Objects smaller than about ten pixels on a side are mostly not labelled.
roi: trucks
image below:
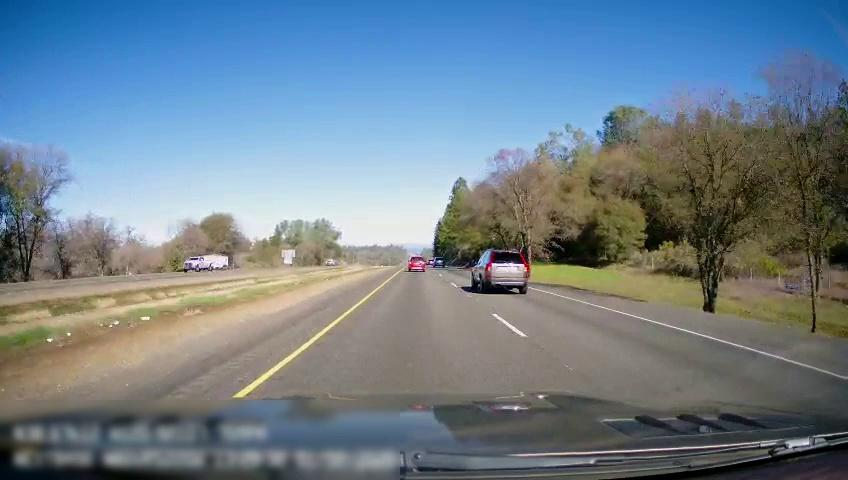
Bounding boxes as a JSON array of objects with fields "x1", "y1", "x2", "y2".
[
  {"x1": 201, "y1": 256, "x2": 228, "y2": 272},
  {"x1": 182, "y1": 257, "x2": 214, "y2": 273}
]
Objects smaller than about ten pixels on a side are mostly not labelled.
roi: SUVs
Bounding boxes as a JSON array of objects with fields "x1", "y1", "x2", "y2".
[
  {"x1": 470, "y1": 248, "x2": 530, "y2": 295},
  {"x1": 432, "y1": 257, "x2": 446, "y2": 268},
  {"x1": 408, "y1": 256, "x2": 427, "y2": 272}
]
